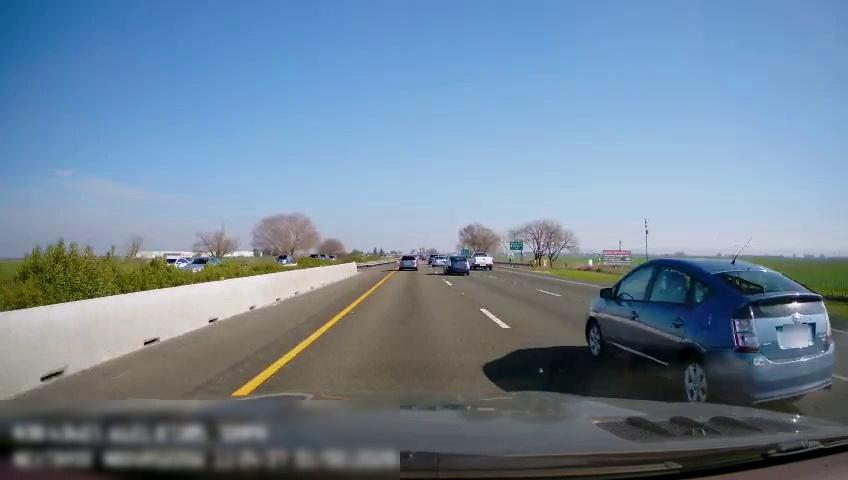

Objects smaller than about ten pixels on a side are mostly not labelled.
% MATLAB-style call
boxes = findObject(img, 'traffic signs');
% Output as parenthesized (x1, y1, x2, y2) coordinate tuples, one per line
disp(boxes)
(508, 239, 524, 250)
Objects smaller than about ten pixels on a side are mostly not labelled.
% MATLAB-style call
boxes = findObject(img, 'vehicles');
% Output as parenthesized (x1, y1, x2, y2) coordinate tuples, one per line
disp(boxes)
(583, 256, 837, 408)
(275, 255, 293, 265)
(184, 256, 222, 273)
(468, 250, 494, 271)
(431, 255, 446, 268)
(167, 258, 187, 268)
(442, 255, 472, 276)
(398, 255, 418, 272)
